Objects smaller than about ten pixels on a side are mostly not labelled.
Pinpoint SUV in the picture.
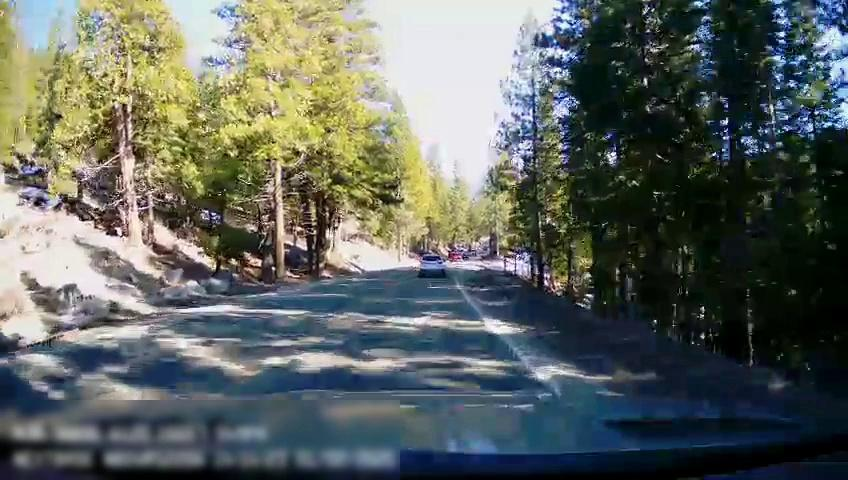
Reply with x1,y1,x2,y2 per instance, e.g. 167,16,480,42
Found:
417,253,447,279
